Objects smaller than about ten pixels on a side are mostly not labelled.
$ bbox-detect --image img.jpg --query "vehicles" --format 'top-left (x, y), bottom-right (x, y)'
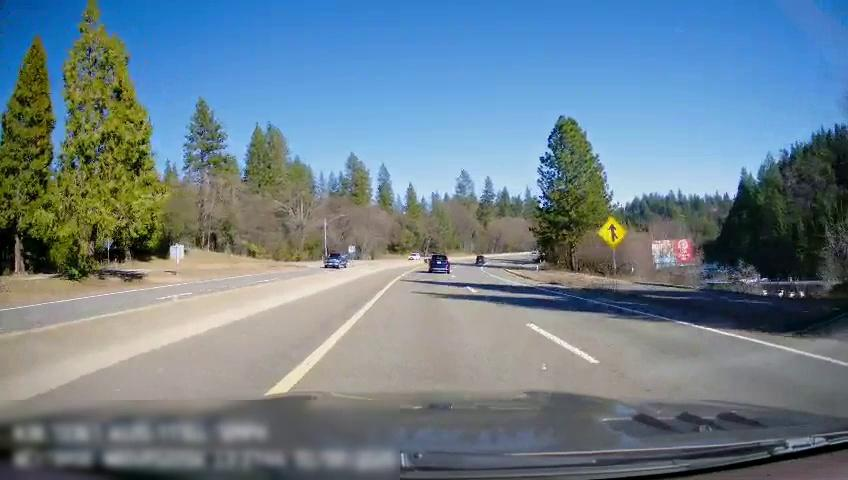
top-left (407, 253), bottom-right (422, 262)
top-left (475, 255), bottom-right (486, 264)
top-left (324, 252), bottom-right (349, 269)
top-left (428, 255), bottom-right (451, 274)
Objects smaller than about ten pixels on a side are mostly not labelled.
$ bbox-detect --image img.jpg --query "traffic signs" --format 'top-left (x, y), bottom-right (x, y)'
top-left (599, 215), bottom-right (627, 248)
